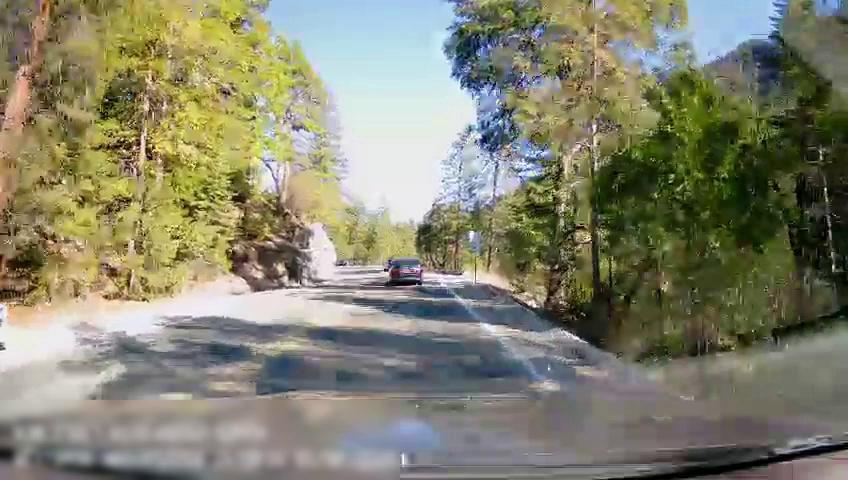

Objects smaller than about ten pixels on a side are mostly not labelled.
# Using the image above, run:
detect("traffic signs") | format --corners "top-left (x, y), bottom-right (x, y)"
top-left (468, 230), bottom-right (481, 249)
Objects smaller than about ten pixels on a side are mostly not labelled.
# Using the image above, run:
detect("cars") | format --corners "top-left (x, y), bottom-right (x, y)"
top-left (383, 259), bottom-right (394, 272)
top-left (388, 257), bottom-right (424, 285)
